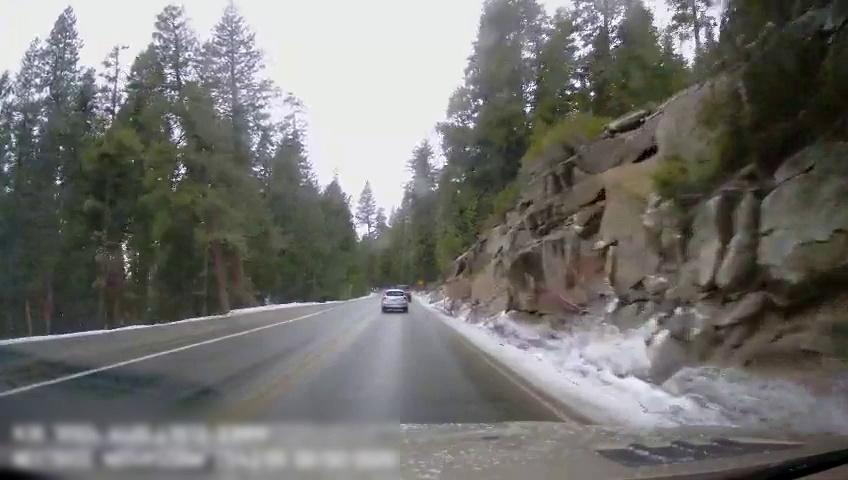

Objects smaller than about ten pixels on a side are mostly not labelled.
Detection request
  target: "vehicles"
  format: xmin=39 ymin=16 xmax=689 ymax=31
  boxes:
xmin=393 ymin=285 xmax=412 ymax=302
xmin=382 ymin=289 xmax=408 ymax=313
